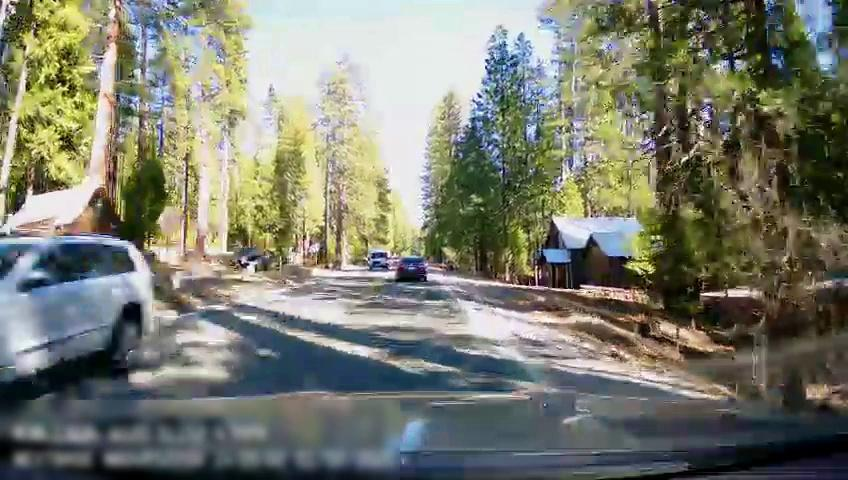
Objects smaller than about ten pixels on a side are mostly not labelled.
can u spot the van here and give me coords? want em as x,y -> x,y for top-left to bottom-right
367,249 -> 389,271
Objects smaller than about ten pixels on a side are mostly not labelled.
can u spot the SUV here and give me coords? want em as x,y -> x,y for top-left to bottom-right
0,234 -> 157,384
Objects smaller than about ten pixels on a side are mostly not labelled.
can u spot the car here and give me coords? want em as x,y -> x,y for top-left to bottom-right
396,255 -> 428,281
